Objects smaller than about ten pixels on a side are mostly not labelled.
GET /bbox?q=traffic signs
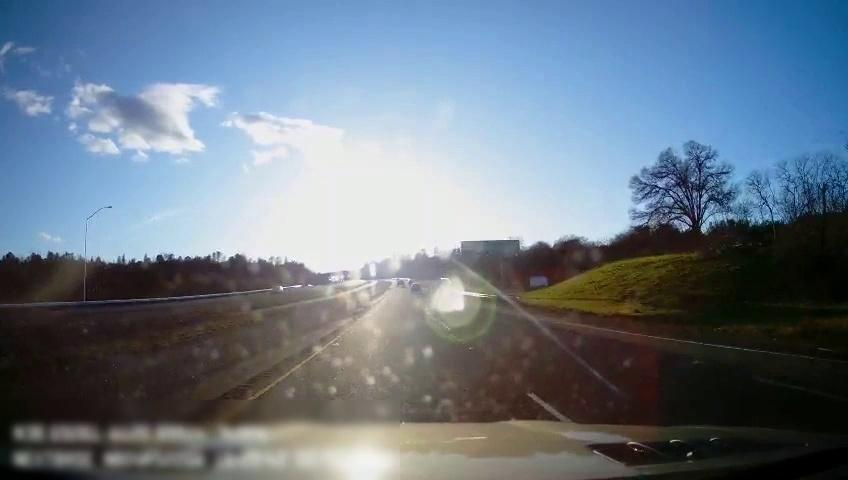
[529,276,549,288]
[480,240,521,256]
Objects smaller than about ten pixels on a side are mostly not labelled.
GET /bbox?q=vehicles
[272,286,283,294]
[410,282,422,293]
